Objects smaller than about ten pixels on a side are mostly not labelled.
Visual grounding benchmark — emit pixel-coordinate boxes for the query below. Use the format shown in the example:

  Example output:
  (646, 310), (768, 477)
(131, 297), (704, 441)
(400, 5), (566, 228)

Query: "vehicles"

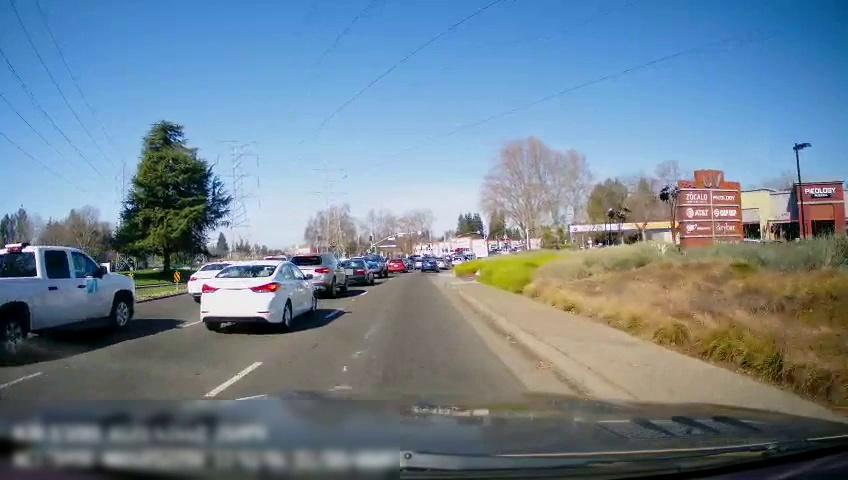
(188, 262), (233, 305)
(388, 259), (408, 273)
(264, 255), (291, 262)
(451, 256), (464, 267)
(419, 259), (437, 272)
(290, 252), (348, 300)
(200, 260), (318, 334)
(365, 256), (389, 279)
(436, 259), (449, 270)
(339, 259), (375, 288)
(0, 246), (136, 365)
